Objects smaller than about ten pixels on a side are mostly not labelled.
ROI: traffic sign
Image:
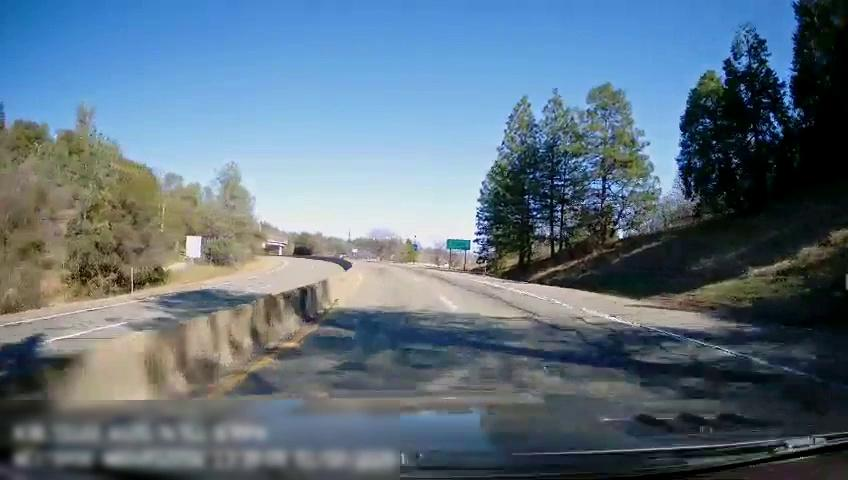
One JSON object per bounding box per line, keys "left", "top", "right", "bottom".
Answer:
{"left": 446, "top": 238, "right": 472, "bottom": 251}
